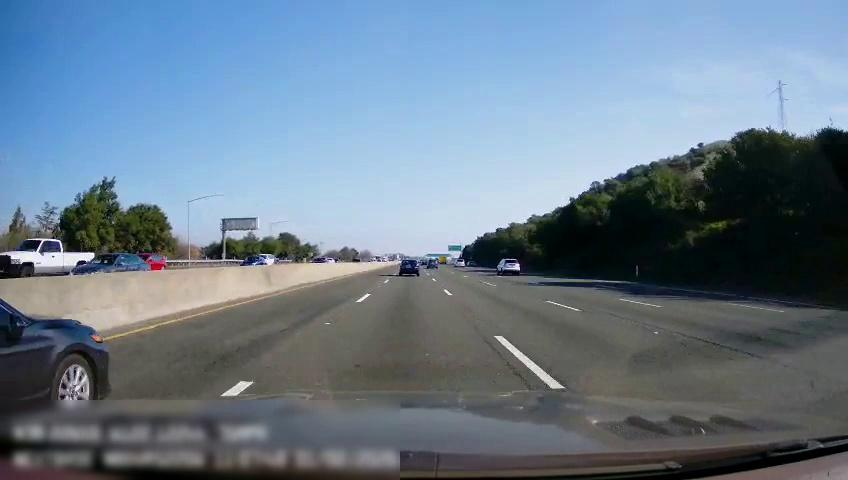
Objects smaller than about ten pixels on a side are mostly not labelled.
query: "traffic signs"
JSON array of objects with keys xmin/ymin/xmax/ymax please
[
  {"xmin": 221, "ymin": 217, "xmax": 257, "ymax": 231},
  {"xmin": 447, "ymin": 245, "xmax": 462, "ymax": 252},
  {"xmin": 426, "ymin": 253, "xmax": 451, "ymax": 257}
]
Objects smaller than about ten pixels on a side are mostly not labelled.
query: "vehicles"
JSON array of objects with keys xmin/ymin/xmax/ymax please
[
  {"xmin": 426, "ymin": 259, "xmax": 438, "ymax": 269},
  {"xmin": 308, "ymin": 256, "xmax": 330, "ymax": 264},
  {"xmin": 324, "ymin": 257, "xmax": 339, "ymax": 264},
  {"xmin": 399, "ymin": 259, "xmax": 420, "ymax": 277},
  {"xmin": 0, "ymin": 237, "xmax": 96, "ymax": 278},
  {"xmin": 257, "ymin": 253, "xmax": 282, "ymax": 266},
  {"xmin": 134, "ymin": 252, "xmax": 169, "ymax": 272},
  {"xmin": 239, "ymin": 255, "xmax": 268, "ymax": 267},
  {"xmin": 0, "ymin": 298, "xmax": 113, "ymax": 418},
  {"xmin": 497, "ymin": 258, "xmax": 521, "ymax": 276},
  {"xmin": 454, "ymin": 257, "xmax": 466, "ymax": 267},
  {"xmin": 67, "ymin": 252, "xmax": 152, "ymax": 276}
]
